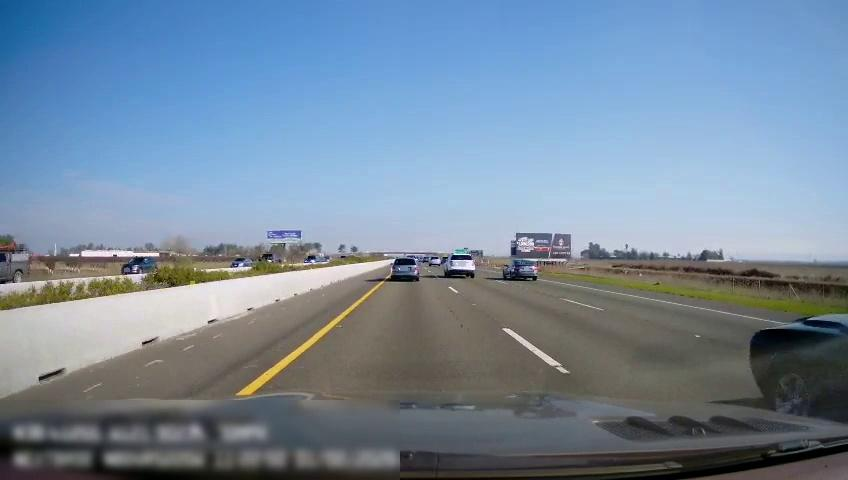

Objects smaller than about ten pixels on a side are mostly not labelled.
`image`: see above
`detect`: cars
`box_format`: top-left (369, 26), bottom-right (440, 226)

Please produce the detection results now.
top-left (390, 257), bottom-right (420, 282)
top-left (230, 257), bottom-right (253, 268)
top-left (749, 314), bottom-right (848, 424)
top-left (501, 257), bottom-right (540, 282)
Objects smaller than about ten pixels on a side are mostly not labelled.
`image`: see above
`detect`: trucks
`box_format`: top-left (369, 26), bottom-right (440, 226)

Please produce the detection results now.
top-left (0, 251), bottom-right (29, 284)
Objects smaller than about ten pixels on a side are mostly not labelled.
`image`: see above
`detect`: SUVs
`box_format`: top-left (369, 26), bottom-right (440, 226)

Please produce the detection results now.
top-left (120, 257), bottom-right (157, 275)
top-left (428, 255), bottom-right (442, 267)
top-left (443, 253), bottom-right (475, 279)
